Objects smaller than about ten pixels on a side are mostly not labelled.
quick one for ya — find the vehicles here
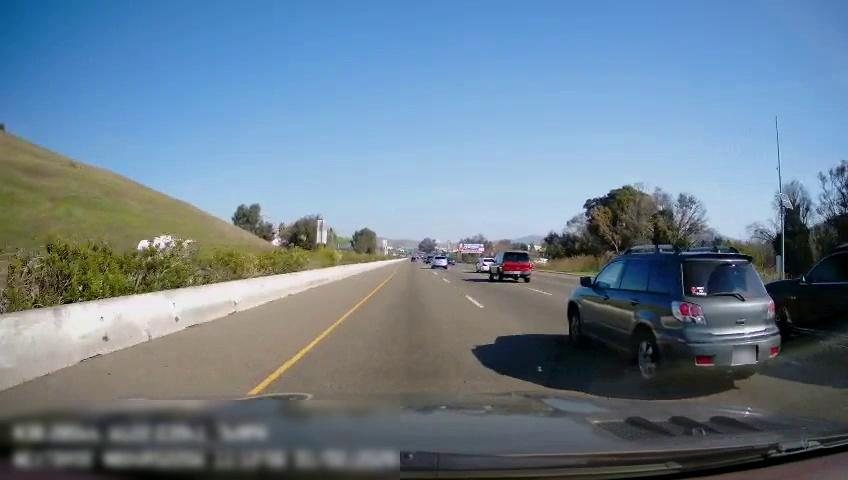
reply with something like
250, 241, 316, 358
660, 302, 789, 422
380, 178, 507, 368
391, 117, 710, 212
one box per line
568, 251, 782, 382
489, 251, 533, 282
447, 255, 456, 266
765, 243, 848, 355
475, 257, 495, 272
431, 255, 448, 269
